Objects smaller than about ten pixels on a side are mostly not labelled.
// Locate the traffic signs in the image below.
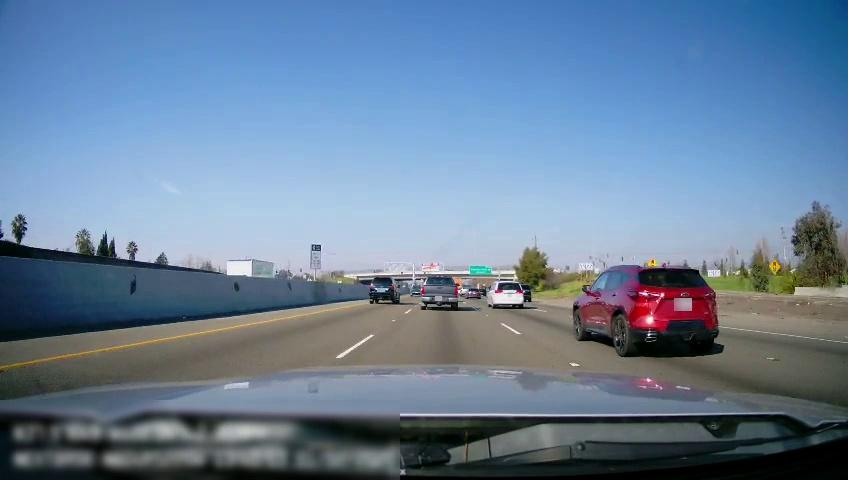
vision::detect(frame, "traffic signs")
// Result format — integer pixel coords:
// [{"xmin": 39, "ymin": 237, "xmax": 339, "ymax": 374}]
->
[
  {"xmin": 310, "ymin": 243, "xmax": 322, "ymax": 270},
  {"xmin": 708, "ymin": 269, "xmax": 721, "ymax": 277},
  {"xmin": 770, "ymin": 259, "xmax": 780, "ymax": 273},
  {"xmin": 647, "ymin": 258, "xmax": 655, "ymax": 269},
  {"xmin": 468, "ymin": 263, "xmax": 495, "ymax": 277}
]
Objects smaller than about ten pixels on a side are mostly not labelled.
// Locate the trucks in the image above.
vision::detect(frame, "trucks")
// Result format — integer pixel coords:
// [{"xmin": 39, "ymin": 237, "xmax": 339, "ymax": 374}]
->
[
  {"xmin": 410, "ymin": 286, "xmax": 421, "ymax": 297},
  {"xmin": 225, "ymin": 259, "xmax": 275, "ymax": 279},
  {"xmin": 420, "ymin": 275, "xmax": 460, "ymax": 311}
]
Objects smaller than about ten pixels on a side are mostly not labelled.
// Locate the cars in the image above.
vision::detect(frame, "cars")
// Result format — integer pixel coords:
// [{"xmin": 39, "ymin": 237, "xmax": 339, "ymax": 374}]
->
[{"xmin": 466, "ymin": 287, "xmax": 481, "ymax": 300}]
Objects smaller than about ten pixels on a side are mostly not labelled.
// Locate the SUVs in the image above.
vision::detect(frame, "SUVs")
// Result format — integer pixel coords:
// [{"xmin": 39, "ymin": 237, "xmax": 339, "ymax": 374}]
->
[
  {"xmin": 520, "ymin": 284, "xmax": 533, "ymax": 303},
  {"xmin": 367, "ymin": 276, "xmax": 402, "ymax": 305},
  {"xmin": 572, "ymin": 264, "xmax": 720, "ymax": 358},
  {"xmin": 486, "ymin": 280, "xmax": 525, "ymax": 309}
]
